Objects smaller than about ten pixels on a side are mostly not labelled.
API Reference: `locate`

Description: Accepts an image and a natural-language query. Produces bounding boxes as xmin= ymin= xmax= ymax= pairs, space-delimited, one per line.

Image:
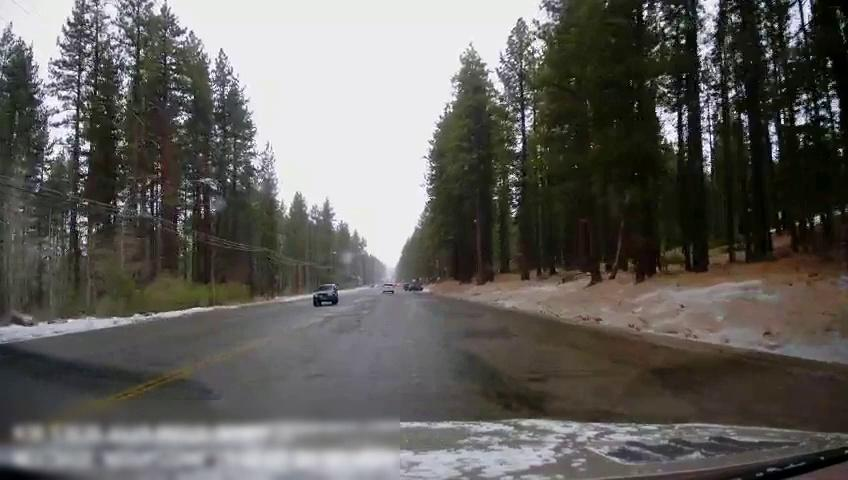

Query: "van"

xmin=381 ymin=282 xmax=396 ymax=295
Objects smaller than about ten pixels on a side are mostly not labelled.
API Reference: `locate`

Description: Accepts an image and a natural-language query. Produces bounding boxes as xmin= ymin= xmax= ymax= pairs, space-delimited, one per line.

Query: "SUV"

xmin=311 ymin=284 xmax=340 ymax=307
